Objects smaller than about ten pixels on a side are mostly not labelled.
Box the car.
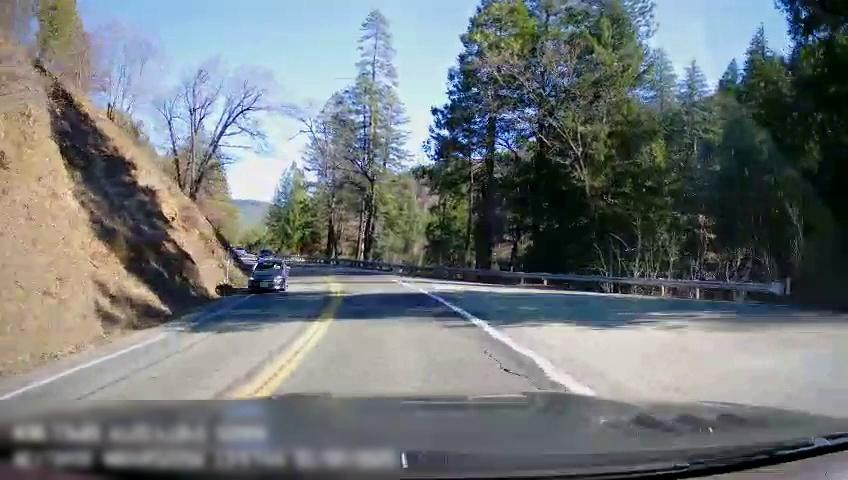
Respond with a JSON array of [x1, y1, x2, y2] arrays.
[[246, 256, 291, 294]]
